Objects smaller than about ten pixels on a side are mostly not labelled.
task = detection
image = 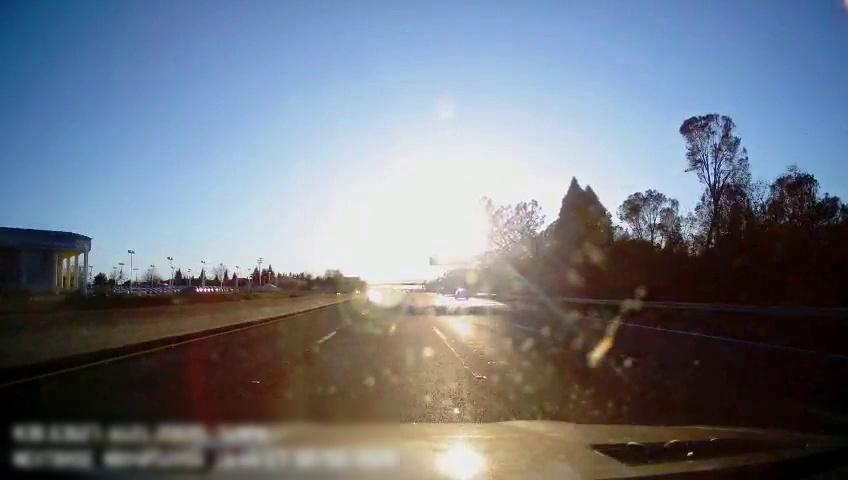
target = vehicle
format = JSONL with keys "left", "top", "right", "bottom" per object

{"left": 455, "top": 288, "right": 468, "bottom": 299}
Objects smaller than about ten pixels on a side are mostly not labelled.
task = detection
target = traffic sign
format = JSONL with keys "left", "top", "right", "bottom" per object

{"left": 430, "top": 256, "right": 461, "bottom": 266}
